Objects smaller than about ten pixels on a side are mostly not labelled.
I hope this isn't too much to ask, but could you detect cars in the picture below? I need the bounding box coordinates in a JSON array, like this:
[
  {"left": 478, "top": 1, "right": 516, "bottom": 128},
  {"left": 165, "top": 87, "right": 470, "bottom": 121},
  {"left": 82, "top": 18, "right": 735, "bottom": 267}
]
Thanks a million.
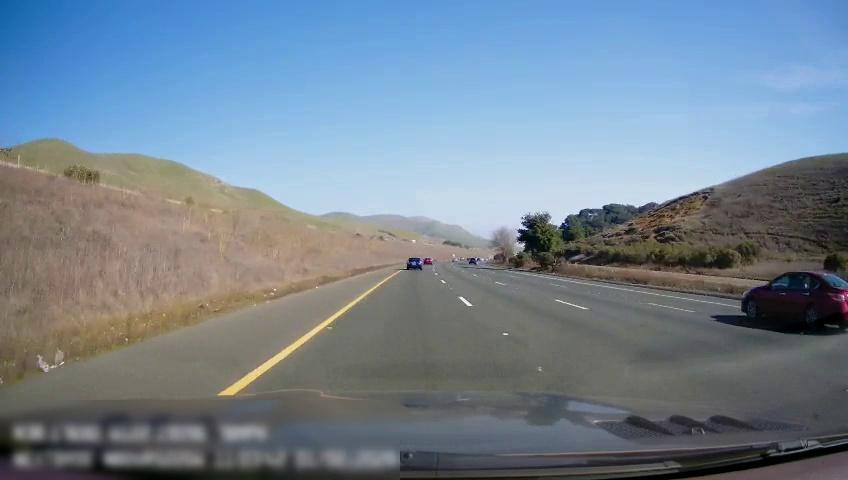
[
  {"left": 740, "top": 270, "right": 848, "bottom": 332},
  {"left": 406, "top": 257, "right": 423, "bottom": 270}
]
